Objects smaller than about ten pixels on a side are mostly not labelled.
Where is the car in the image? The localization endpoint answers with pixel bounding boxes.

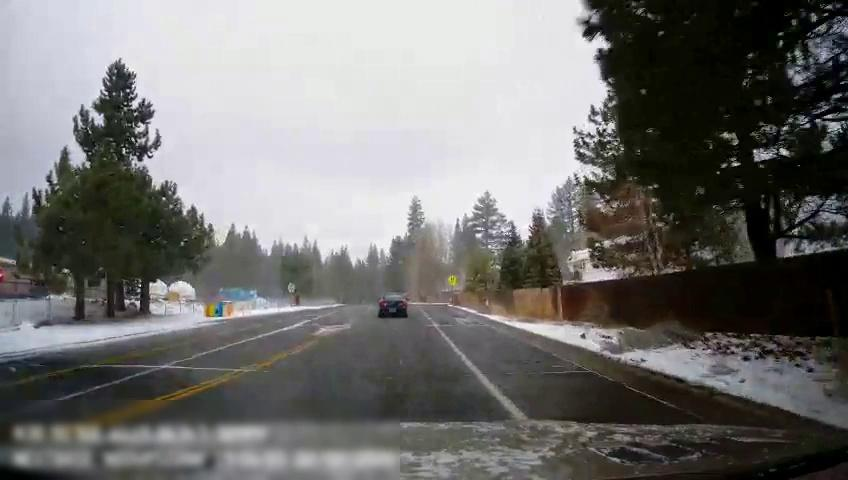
[378,294,411,318]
